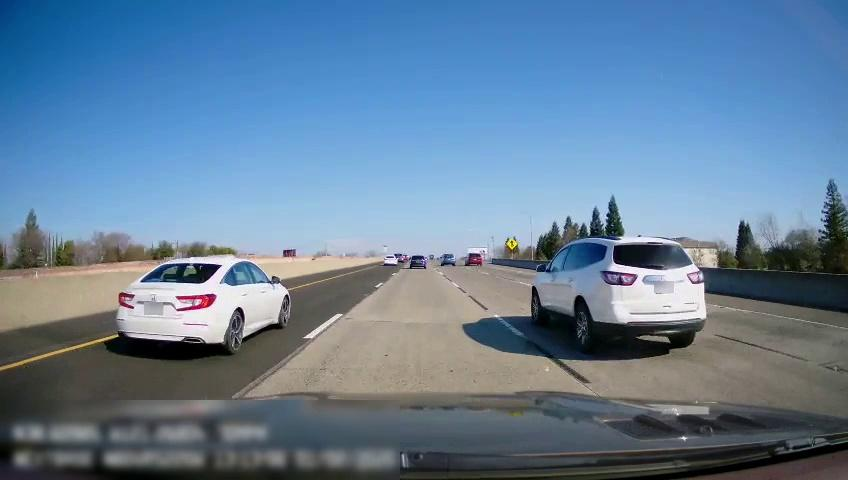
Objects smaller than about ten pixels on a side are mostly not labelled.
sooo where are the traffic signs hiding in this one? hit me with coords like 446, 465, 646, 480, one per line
504, 238, 518, 250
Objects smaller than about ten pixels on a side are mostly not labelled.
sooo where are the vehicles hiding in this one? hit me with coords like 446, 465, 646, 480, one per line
114, 256, 292, 356
463, 252, 483, 267
409, 255, 428, 270
529, 236, 707, 353
382, 255, 399, 266
394, 253, 405, 264
439, 253, 456, 267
